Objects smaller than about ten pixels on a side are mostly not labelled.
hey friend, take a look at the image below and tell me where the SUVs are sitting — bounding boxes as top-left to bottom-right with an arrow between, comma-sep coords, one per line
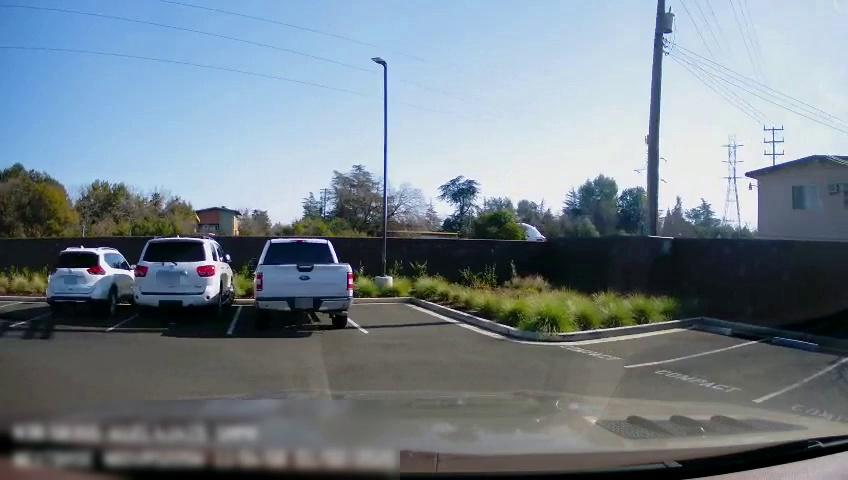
47,246 -> 136,317
133,237 -> 235,323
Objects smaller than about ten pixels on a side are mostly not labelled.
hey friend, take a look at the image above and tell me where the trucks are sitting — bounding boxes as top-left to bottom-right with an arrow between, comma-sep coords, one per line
253,237 -> 353,329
